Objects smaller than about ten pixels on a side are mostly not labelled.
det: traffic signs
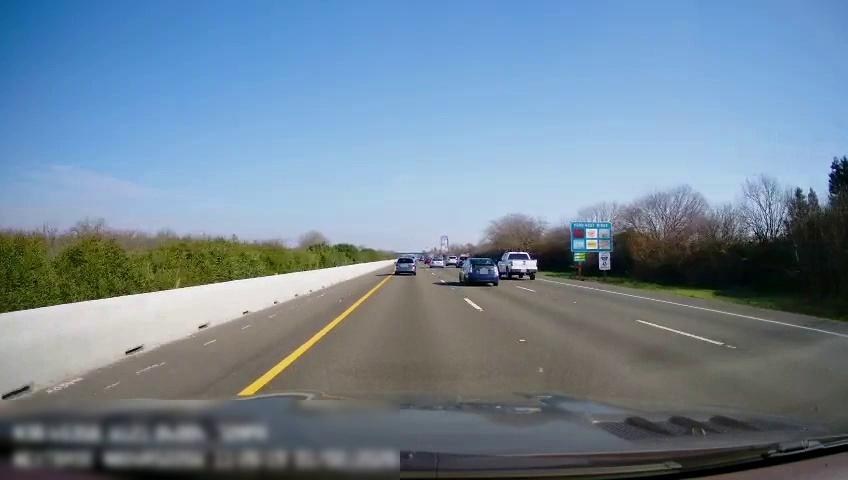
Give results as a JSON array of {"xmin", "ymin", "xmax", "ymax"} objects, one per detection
[
  {"xmin": 599, "ymin": 252, "xmax": 610, "ymax": 272},
  {"xmin": 573, "ymin": 251, "xmax": 589, "ymax": 263}
]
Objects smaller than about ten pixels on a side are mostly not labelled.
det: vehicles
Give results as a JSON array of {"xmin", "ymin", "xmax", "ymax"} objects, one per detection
[
  {"xmin": 430, "ymin": 256, "xmax": 445, "ymax": 268},
  {"xmin": 394, "ymin": 257, "xmax": 417, "ymax": 276},
  {"xmin": 444, "ymin": 255, "xmax": 458, "ymax": 266},
  {"xmin": 454, "ymin": 256, "xmax": 467, "ymax": 268},
  {"xmin": 493, "ymin": 251, "xmax": 537, "ymax": 281},
  {"xmin": 457, "ymin": 258, "xmax": 500, "ymax": 288}
]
